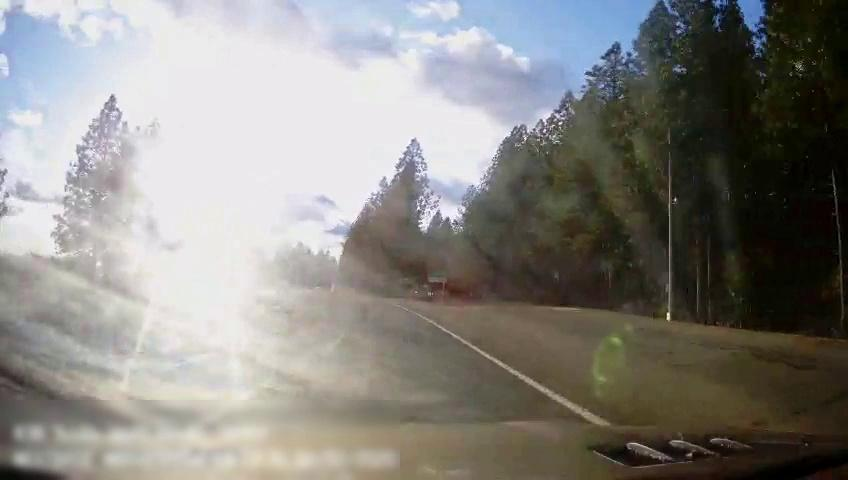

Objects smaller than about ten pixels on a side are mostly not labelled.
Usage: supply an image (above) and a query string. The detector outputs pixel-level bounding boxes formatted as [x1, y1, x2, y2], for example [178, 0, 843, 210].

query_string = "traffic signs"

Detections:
[399, 273, 417, 284]
[427, 269, 448, 282]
